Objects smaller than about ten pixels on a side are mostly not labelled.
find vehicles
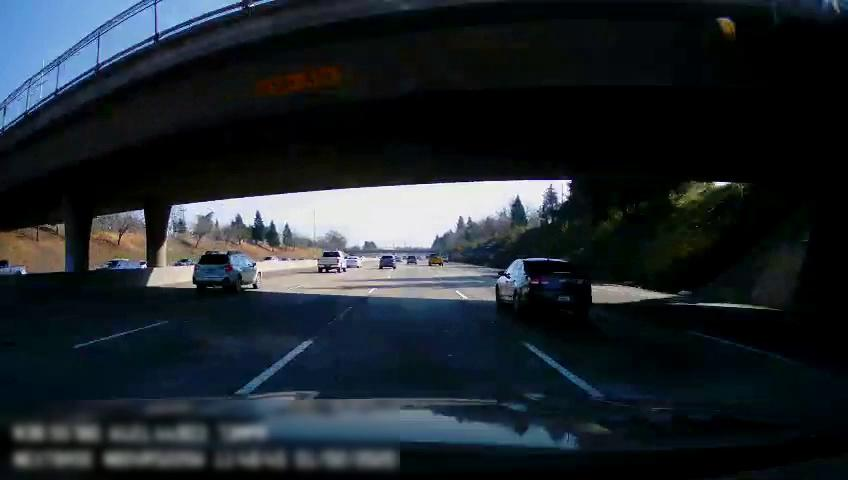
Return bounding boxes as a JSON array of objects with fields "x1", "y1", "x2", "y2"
[
  {"x1": 191, "y1": 252, "x2": 265, "y2": 294},
  {"x1": 495, "y1": 258, "x2": 591, "y2": 317},
  {"x1": 347, "y1": 256, "x2": 361, "y2": 270},
  {"x1": 135, "y1": 261, "x2": 148, "y2": 271},
  {"x1": 428, "y1": 256, "x2": 444, "y2": 266},
  {"x1": 175, "y1": 258, "x2": 193, "y2": 267},
  {"x1": 405, "y1": 255, "x2": 418, "y2": 265},
  {"x1": 263, "y1": 255, "x2": 281, "y2": 262},
  {"x1": 102, "y1": 259, "x2": 129, "y2": 271},
  {"x1": 378, "y1": 254, "x2": 397, "y2": 270},
  {"x1": 317, "y1": 249, "x2": 348, "y2": 274},
  {"x1": 0, "y1": 259, "x2": 26, "y2": 275}
]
